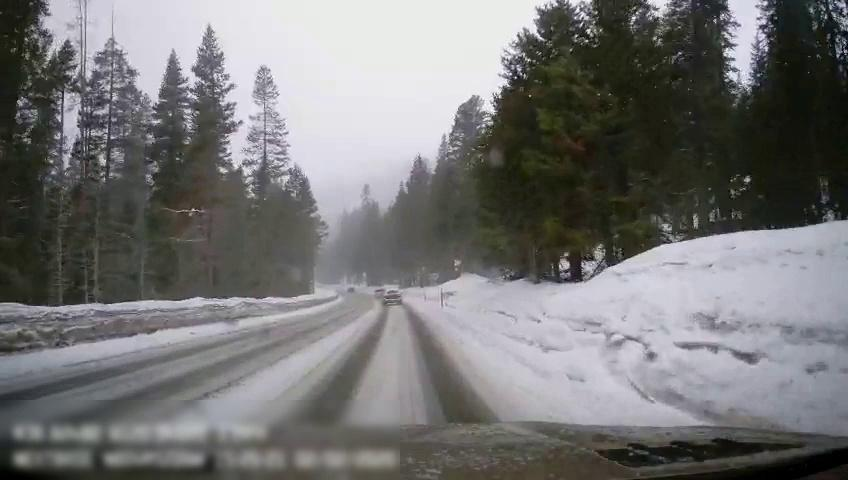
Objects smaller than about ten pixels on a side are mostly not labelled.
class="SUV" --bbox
[382,289,403,306]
